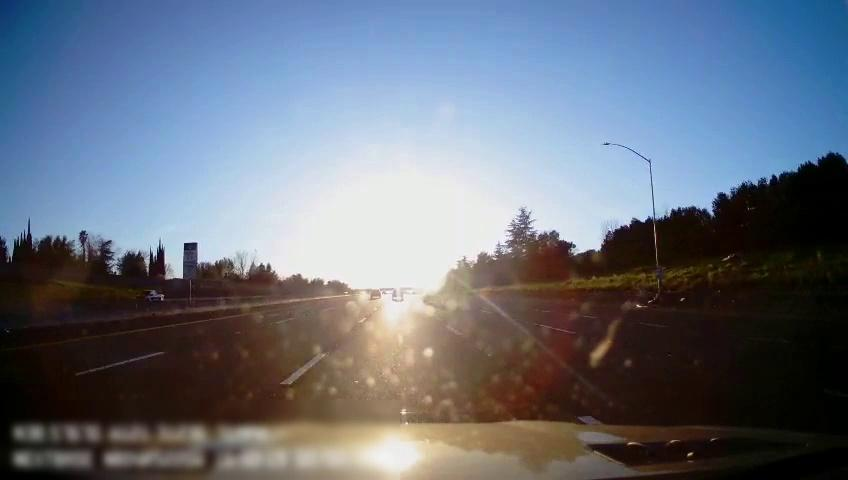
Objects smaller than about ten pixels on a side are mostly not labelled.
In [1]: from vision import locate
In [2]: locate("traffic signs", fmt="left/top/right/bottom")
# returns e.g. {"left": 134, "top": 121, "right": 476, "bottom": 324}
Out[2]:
{"left": 182, "top": 242, "right": 199, "bottom": 281}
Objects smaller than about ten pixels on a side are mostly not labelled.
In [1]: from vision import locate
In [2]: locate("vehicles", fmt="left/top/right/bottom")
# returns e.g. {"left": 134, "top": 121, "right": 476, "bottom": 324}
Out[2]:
{"left": 136, "top": 289, "right": 165, "bottom": 301}
{"left": 391, "top": 288, "right": 404, "bottom": 301}
{"left": 370, "top": 289, "right": 381, "bottom": 299}
{"left": 421, "top": 290, "right": 442, "bottom": 306}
